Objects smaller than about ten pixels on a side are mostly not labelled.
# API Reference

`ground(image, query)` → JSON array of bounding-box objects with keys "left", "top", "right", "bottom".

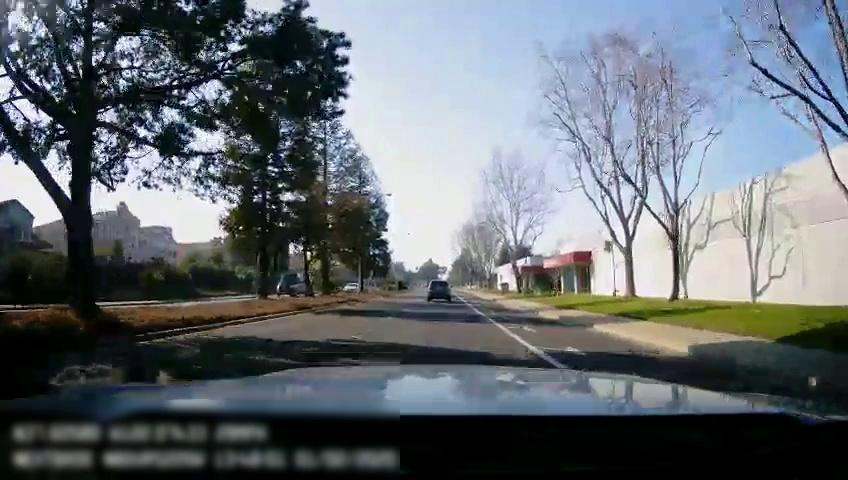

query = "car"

[{"left": 343, "top": 282, "right": 359, "bottom": 292}]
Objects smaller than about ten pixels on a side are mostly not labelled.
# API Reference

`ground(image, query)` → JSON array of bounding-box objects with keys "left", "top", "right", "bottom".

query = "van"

[{"left": 275, "top": 271, "right": 313, "bottom": 297}]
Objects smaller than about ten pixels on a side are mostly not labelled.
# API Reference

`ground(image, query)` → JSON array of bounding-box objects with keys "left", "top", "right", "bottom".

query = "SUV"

[{"left": 427, "top": 281, "right": 452, "bottom": 303}]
